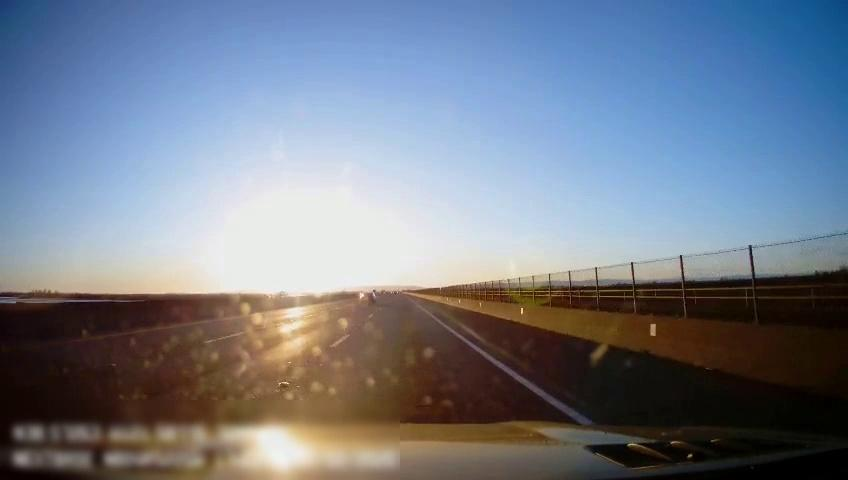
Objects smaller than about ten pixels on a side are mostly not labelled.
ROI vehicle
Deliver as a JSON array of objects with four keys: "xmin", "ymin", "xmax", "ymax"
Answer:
[{"xmin": 360, "ymin": 292, "xmax": 377, "ymax": 304}]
